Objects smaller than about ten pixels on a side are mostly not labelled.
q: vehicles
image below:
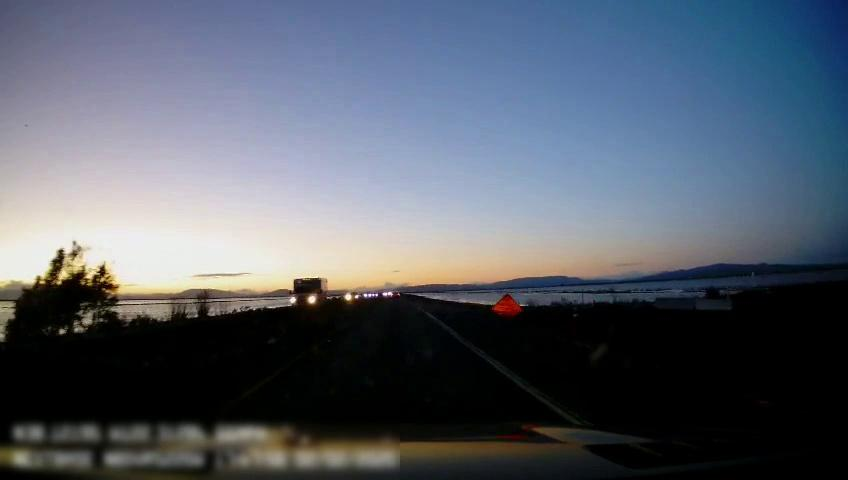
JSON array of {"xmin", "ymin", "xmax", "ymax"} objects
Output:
[
  {"xmin": 390, "ymin": 291, "xmax": 401, "ymax": 299},
  {"xmin": 288, "ymin": 277, "xmax": 328, "ymax": 310},
  {"xmin": 343, "ymin": 291, "xmax": 365, "ymax": 305}
]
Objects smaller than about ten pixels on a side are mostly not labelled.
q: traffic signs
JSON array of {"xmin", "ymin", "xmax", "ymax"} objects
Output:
[{"xmin": 491, "ymin": 292, "xmax": 524, "ymax": 319}]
